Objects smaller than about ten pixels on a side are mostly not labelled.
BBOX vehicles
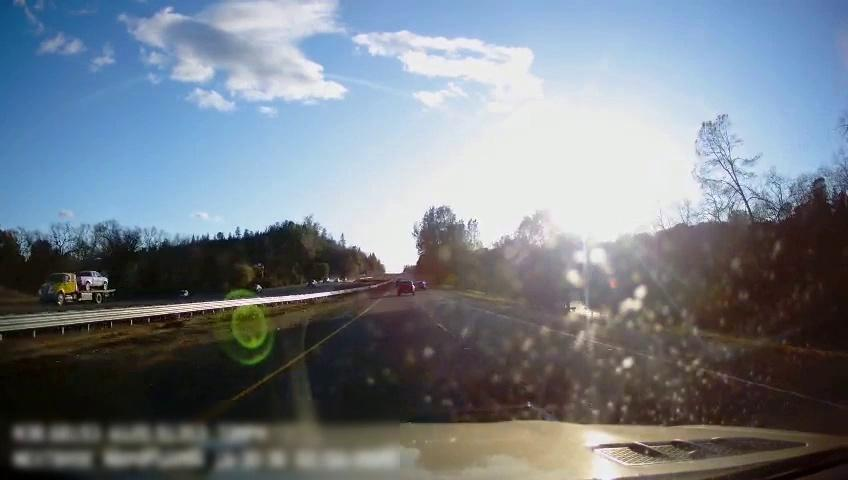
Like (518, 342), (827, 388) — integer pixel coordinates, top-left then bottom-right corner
(396, 279), (415, 295)
(37, 271), (117, 307)
(416, 281), (427, 291)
